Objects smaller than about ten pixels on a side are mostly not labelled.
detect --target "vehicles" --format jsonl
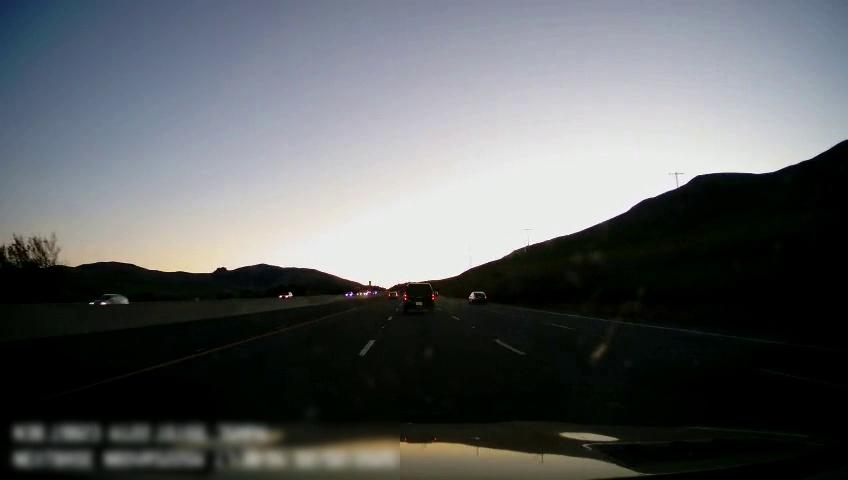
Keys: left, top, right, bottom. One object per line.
{"left": 468, "top": 292, "right": 487, "bottom": 304}
{"left": 403, "top": 282, "right": 435, "bottom": 314}
{"left": 278, "top": 291, "right": 293, "bottom": 299}
{"left": 388, "top": 292, "right": 399, "bottom": 300}
{"left": 88, "top": 294, "right": 128, "bottom": 306}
